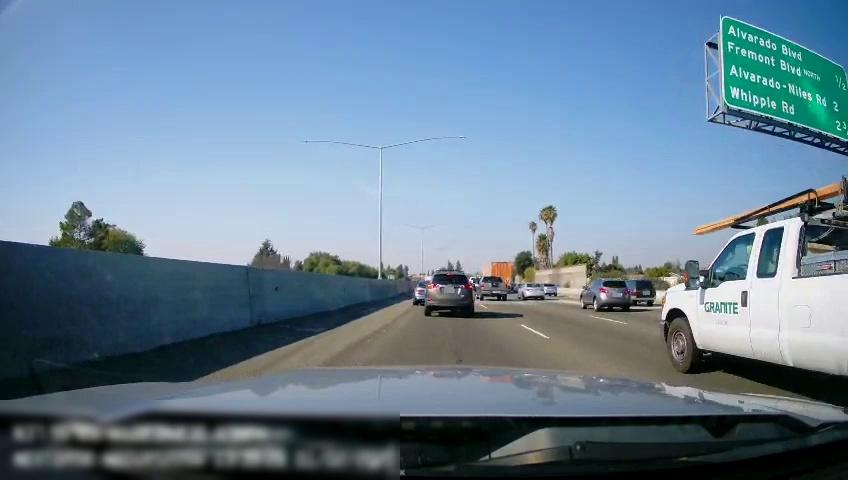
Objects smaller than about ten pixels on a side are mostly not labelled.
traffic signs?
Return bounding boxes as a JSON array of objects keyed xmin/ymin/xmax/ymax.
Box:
[{"xmin": 720, "ymin": 15, "xmax": 848, "ymax": 142}]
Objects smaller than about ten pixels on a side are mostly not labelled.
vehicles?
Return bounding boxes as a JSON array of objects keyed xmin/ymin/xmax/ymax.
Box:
[
  {"xmin": 542, "ymin": 283, "xmax": 558, "ymax": 297},
  {"xmin": 512, "ymin": 283, "xmax": 523, "ymax": 294},
  {"xmin": 517, "ymin": 281, "xmax": 546, "ymax": 301},
  {"xmin": 485, "ymin": 261, "xmax": 514, "ymax": 294},
  {"xmin": 423, "ymin": 269, "xmax": 475, "ymax": 317},
  {"xmin": 623, "ymin": 279, "xmax": 657, "ymax": 307},
  {"xmin": 476, "ymin": 275, "xmax": 508, "ymax": 302},
  {"xmin": 579, "ymin": 277, "xmax": 633, "ymax": 313},
  {"xmin": 412, "ymin": 279, "xmax": 433, "ymax": 306},
  {"xmin": 655, "ymin": 174, "xmax": 848, "ymax": 379}
]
